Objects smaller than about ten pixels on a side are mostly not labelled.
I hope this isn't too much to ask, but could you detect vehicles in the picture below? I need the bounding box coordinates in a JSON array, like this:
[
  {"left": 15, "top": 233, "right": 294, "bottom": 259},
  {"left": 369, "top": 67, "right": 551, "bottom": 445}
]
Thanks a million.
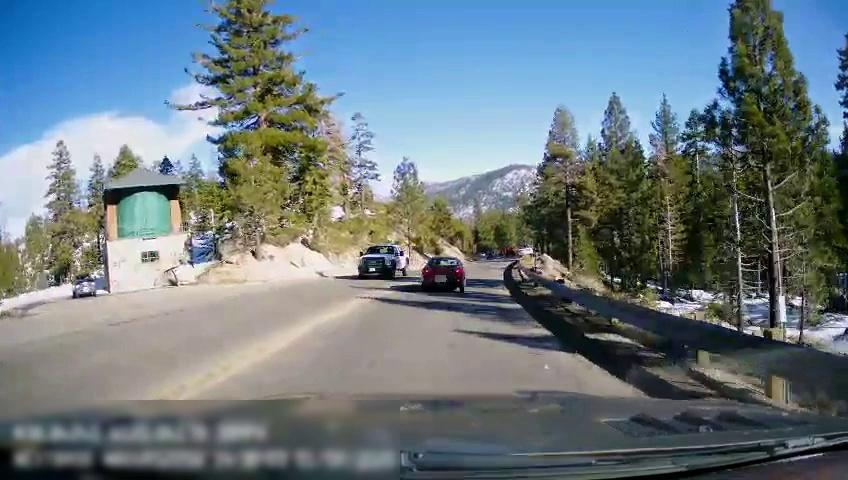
[
  {"left": 518, "top": 248, "right": 533, "bottom": 259},
  {"left": 71, "top": 275, "right": 96, "bottom": 298},
  {"left": 421, "top": 256, "right": 467, "bottom": 293},
  {"left": 358, "top": 244, "right": 410, "bottom": 279}
]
